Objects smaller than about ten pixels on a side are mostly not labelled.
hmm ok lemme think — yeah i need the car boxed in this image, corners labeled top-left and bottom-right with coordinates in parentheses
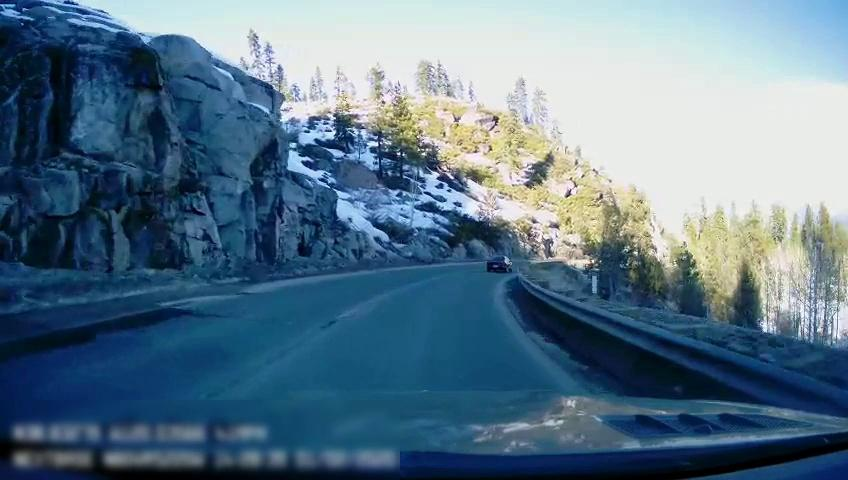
top-left (486, 255), bottom-right (512, 273)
